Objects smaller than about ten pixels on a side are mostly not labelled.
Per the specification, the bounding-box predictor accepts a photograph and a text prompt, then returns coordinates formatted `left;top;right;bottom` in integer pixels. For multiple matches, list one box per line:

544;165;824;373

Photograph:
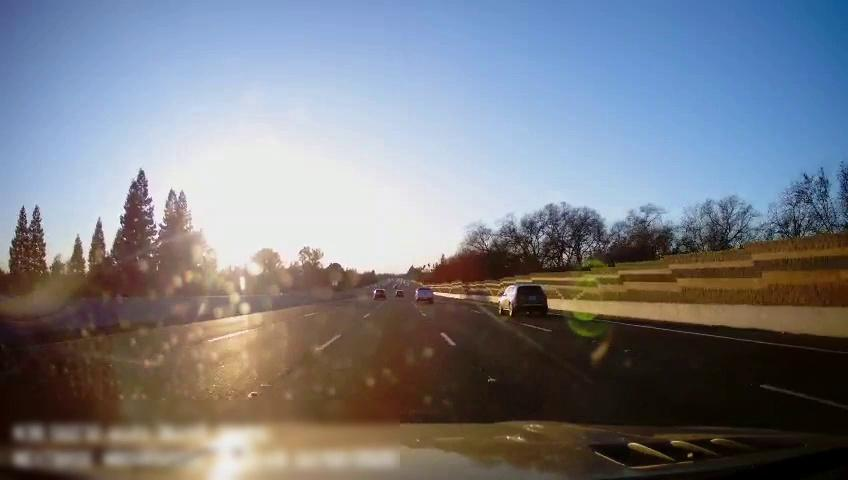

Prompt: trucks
414;286;435;304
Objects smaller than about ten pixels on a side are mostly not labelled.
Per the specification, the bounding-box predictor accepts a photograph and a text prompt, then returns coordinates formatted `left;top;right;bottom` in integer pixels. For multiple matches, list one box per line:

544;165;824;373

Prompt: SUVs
497;284;548;318
373;288;387;301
